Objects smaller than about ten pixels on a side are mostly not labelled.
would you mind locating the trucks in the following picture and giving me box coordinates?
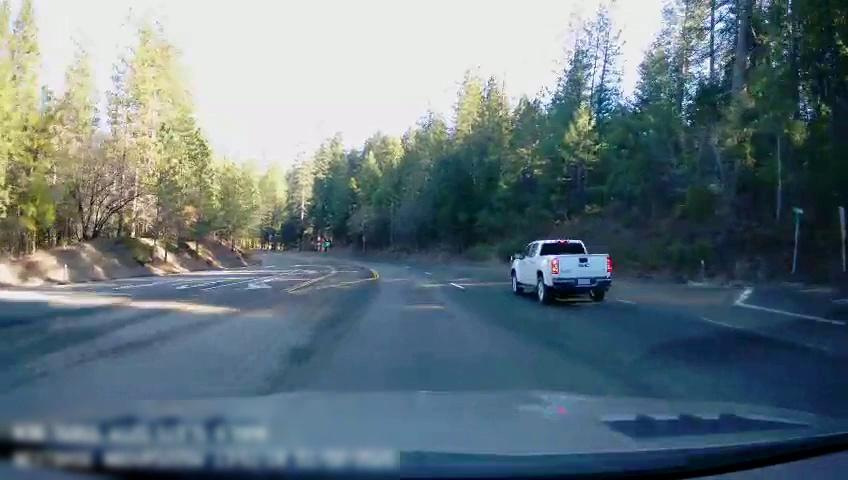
[510,239,614,306]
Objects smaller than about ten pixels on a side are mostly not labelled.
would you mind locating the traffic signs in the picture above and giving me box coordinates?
[321,241,333,248]
[791,207,805,215]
